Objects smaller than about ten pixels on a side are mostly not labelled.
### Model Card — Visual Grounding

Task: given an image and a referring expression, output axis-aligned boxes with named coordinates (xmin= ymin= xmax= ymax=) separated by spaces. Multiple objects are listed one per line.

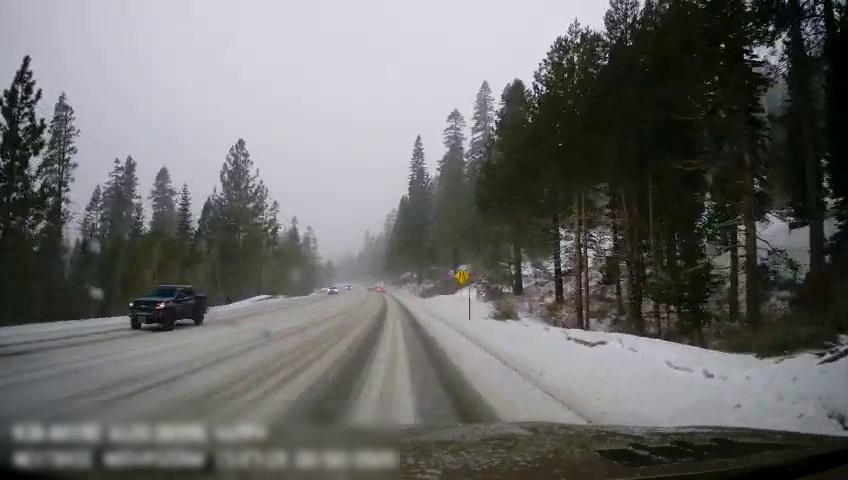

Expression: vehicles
xmin=128 ymin=284 xmax=209 ymax=331
xmin=327 ymin=286 xmax=339 ymax=295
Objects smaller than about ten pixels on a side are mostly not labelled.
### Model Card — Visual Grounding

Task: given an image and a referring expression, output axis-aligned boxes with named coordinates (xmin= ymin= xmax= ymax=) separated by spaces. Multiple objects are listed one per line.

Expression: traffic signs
xmin=453 ymin=267 xmax=470 ymax=285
